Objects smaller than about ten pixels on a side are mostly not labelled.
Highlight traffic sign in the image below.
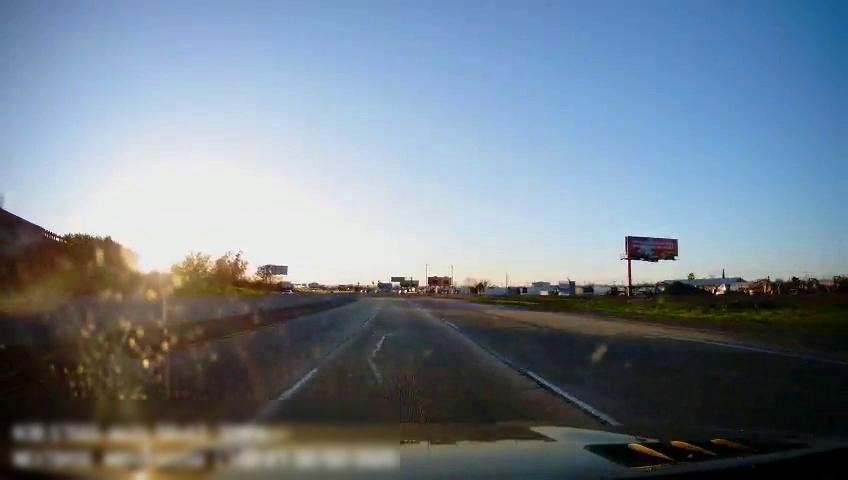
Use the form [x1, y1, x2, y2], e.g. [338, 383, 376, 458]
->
[391, 277, 405, 282]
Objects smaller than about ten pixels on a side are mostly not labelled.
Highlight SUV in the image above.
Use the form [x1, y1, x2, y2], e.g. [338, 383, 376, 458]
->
[282, 290, 294, 296]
